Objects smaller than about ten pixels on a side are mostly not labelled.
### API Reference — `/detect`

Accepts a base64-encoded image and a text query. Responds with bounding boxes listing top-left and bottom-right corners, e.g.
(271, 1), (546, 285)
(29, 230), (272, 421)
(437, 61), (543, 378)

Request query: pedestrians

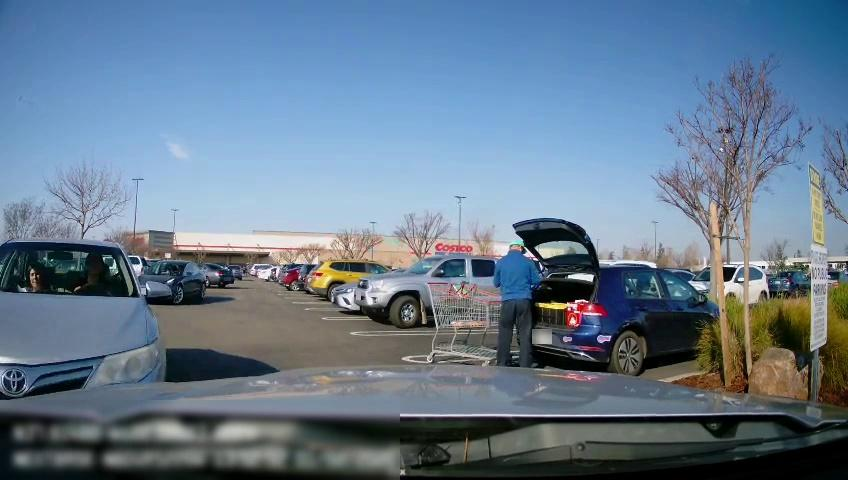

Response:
(491, 239), (546, 369)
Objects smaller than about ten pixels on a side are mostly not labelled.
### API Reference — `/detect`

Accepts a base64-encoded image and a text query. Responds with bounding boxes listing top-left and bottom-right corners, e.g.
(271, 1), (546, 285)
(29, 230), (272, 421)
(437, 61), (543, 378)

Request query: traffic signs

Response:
(808, 165), (827, 246)
(809, 240), (830, 351)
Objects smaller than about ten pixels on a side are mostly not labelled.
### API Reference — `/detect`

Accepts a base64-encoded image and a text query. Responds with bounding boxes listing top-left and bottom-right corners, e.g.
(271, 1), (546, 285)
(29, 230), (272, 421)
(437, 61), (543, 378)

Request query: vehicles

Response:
(612, 260), (667, 270)
(136, 258), (209, 305)
(125, 254), (147, 276)
(334, 284), (362, 312)
(226, 263), (243, 280)
(297, 263), (315, 288)
(766, 269), (812, 298)
(259, 265), (280, 282)
(510, 217), (715, 375)
(0, 239), (170, 401)
(669, 268), (697, 282)
(688, 262), (770, 306)
(206, 263), (235, 289)
(304, 258), (384, 302)
(355, 252), (503, 330)
(283, 264), (309, 292)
